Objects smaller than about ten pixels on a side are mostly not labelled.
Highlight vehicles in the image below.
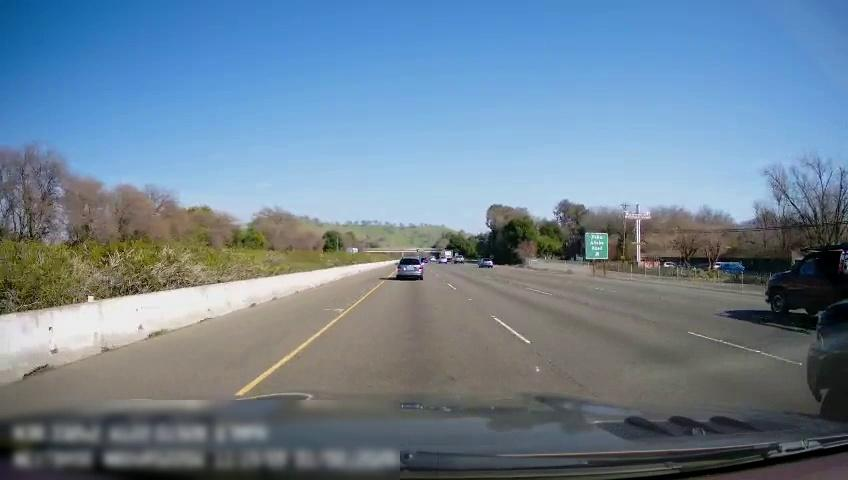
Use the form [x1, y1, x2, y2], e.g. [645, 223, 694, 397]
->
[478, 258, 494, 269]
[443, 250, 453, 263]
[453, 254, 464, 264]
[394, 258, 424, 281]
[763, 242, 848, 318]
[345, 247, 359, 255]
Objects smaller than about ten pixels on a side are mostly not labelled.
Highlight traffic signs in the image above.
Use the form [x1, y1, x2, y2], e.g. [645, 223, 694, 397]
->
[584, 232, 609, 260]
